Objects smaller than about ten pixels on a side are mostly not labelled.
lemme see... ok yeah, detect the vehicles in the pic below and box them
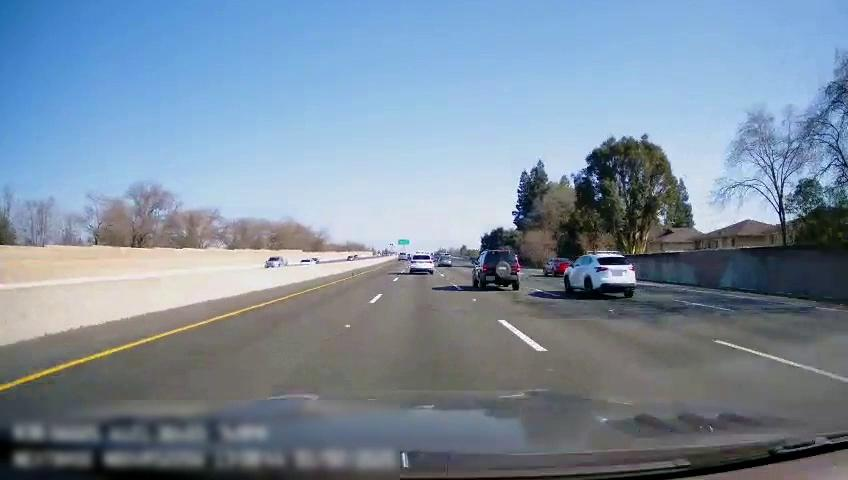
[264,256,288,268]
[298,257,317,265]
[542,257,569,276]
[397,252,409,262]
[470,249,521,292]
[410,253,434,275]
[438,253,454,268]
[563,254,637,300]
